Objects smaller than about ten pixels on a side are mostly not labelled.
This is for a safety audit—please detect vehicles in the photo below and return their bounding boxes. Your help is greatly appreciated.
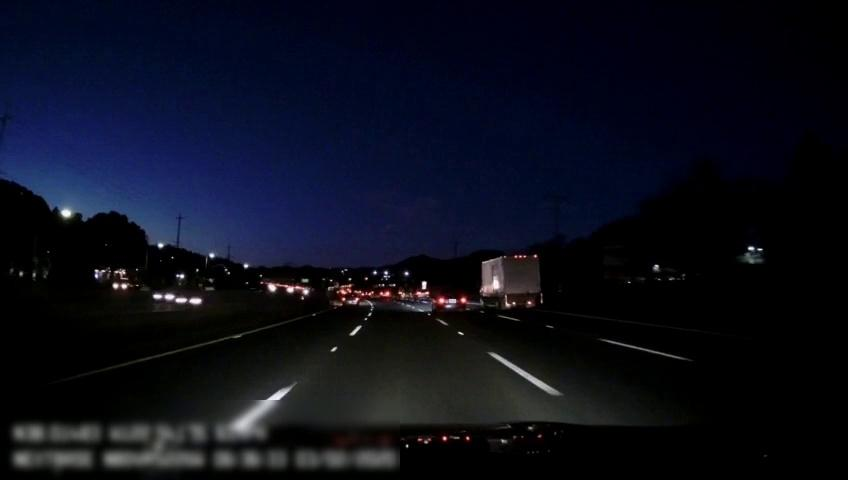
[378,287,392,299]
[176,288,209,306]
[110,277,134,293]
[340,290,360,306]
[478,255,541,310]
[151,287,180,304]
[433,289,467,314]
[413,287,431,301]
